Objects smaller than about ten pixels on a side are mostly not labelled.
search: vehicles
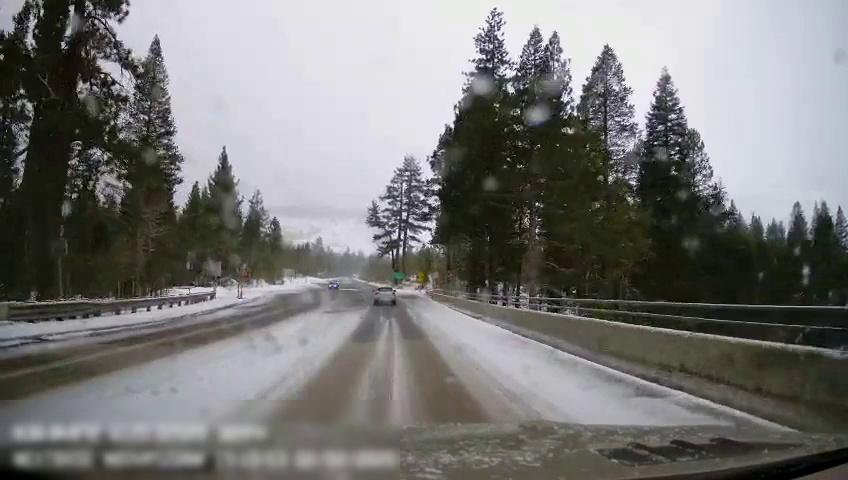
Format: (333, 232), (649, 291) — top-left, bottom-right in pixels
(328, 281), (339, 289)
(373, 286), (397, 306)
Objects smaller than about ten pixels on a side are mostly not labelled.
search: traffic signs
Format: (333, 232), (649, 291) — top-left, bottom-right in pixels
(391, 271), (407, 280)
